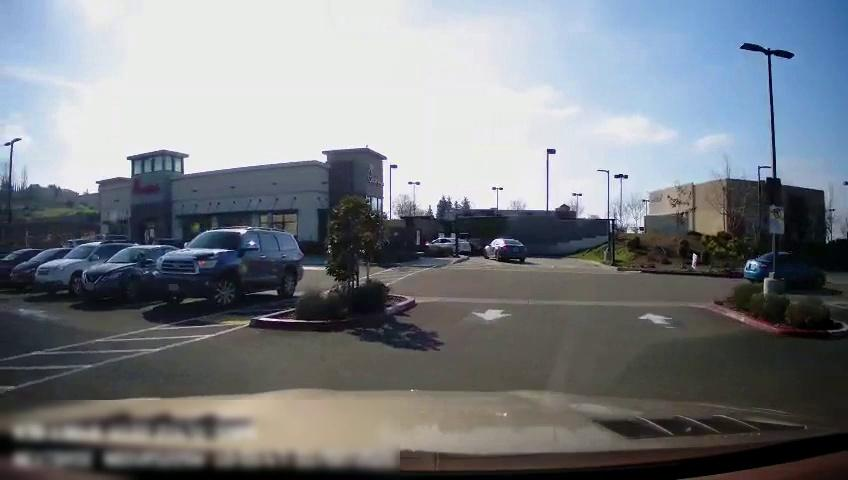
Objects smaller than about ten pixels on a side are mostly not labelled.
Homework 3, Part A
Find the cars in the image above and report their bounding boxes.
[80,244,179,306]
[423,236,471,253]
[741,252,825,285]
[0,248,42,287]
[481,237,528,262]
[8,247,72,289]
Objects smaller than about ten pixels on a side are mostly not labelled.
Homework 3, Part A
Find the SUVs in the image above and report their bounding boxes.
[155,226,305,307]
[33,238,139,298]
